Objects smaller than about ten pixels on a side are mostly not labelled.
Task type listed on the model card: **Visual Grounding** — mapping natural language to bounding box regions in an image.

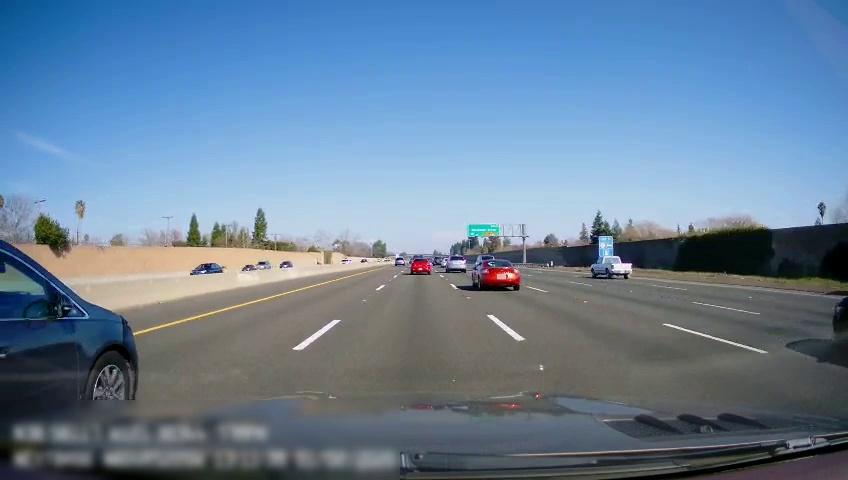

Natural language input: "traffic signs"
[467,223,500,237]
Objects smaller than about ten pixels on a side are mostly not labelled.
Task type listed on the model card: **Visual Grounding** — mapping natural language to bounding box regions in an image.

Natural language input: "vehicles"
[470,259,521,292]
[239,264,258,272]
[279,260,294,269]
[446,254,468,274]
[410,257,432,275]
[829,294,848,340]
[394,257,406,267]
[410,254,424,259]
[0,238,139,424]
[254,260,273,270]
[590,255,634,280]
[340,258,353,264]
[440,258,449,269]
[432,256,441,265]
[189,263,224,275]
[475,255,493,266]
